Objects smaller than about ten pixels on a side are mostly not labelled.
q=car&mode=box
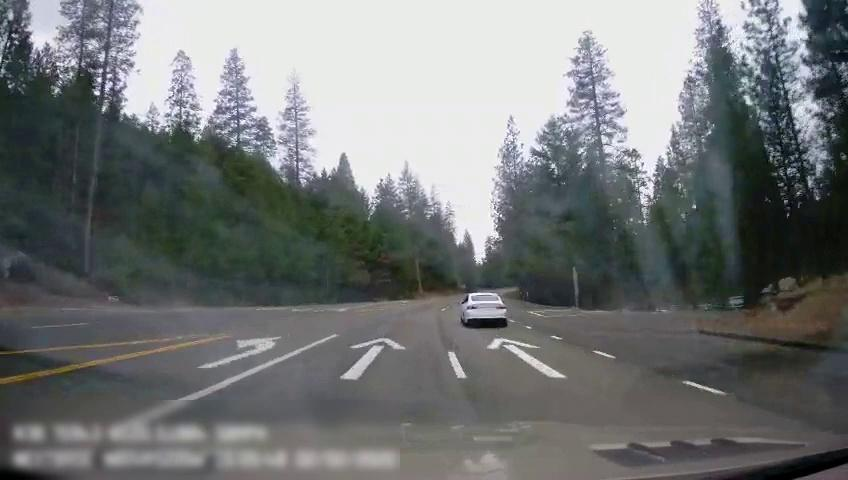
[460,291,508,328]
